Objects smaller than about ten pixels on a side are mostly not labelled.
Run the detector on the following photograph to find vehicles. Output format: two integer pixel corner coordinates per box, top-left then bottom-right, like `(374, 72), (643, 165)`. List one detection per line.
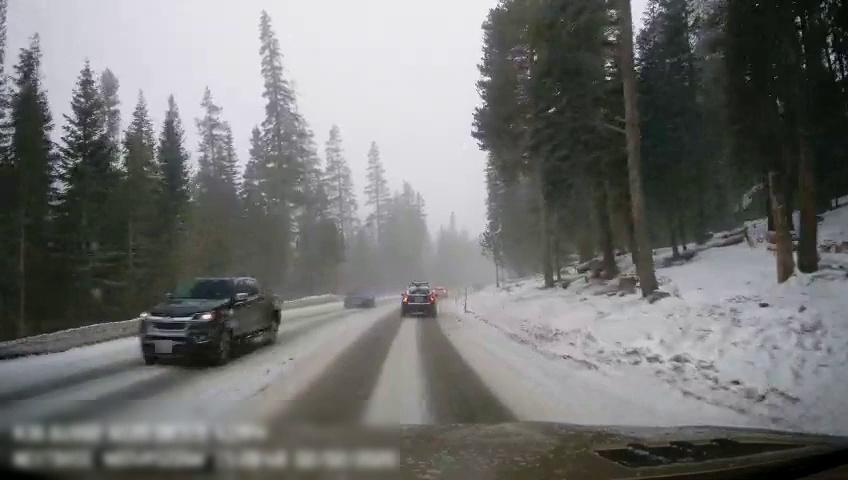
(400, 282), (438, 318)
(433, 286), (447, 298)
(139, 276), (283, 366)
(343, 289), (376, 309)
